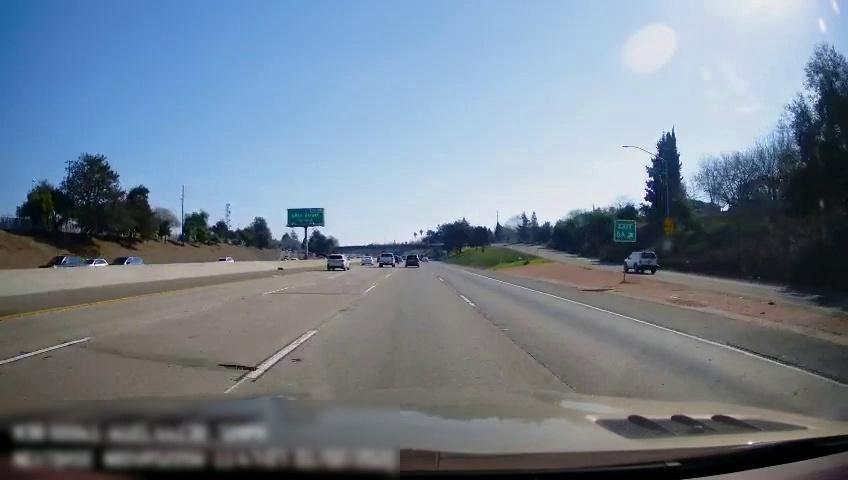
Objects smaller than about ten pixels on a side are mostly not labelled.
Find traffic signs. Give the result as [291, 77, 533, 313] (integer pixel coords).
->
[612, 219, 637, 243]
[287, 208, 325, 227]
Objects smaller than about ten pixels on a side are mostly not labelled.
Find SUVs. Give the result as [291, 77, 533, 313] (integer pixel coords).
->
[81, 259, 109, 267]
[377, 252, 396, 268]
[38, 255, 82, 269]
[404, 254, 420, 267]
[622, 250, 659, 275]
[107, 256, 144, 266]
[326, 254, 352, 272]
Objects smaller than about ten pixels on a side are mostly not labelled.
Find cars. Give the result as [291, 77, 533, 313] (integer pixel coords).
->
[216, 257, 234, 264]
[361, 255, 374, 265]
